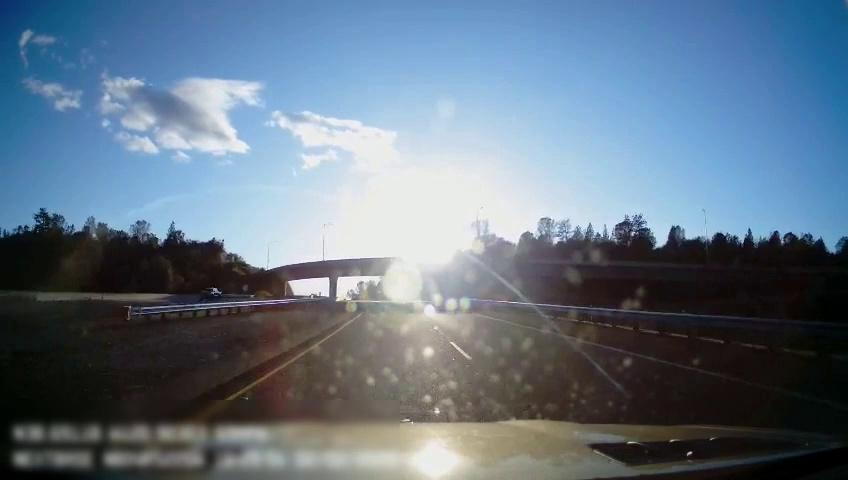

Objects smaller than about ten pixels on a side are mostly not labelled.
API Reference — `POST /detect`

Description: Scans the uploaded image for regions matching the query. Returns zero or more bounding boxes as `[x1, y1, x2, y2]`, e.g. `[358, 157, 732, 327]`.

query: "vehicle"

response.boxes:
[200, 287, 223, 300]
